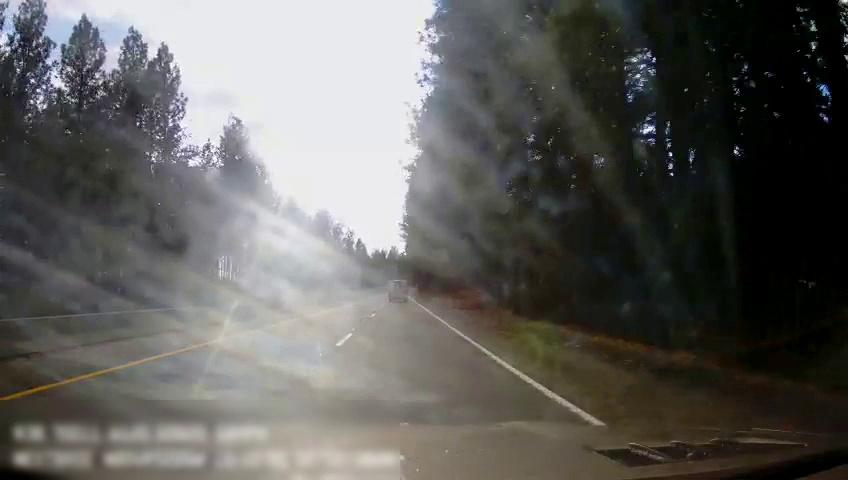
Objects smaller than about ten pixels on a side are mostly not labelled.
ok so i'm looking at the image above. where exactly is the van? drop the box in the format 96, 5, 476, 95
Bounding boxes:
387, 279, 409, 304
